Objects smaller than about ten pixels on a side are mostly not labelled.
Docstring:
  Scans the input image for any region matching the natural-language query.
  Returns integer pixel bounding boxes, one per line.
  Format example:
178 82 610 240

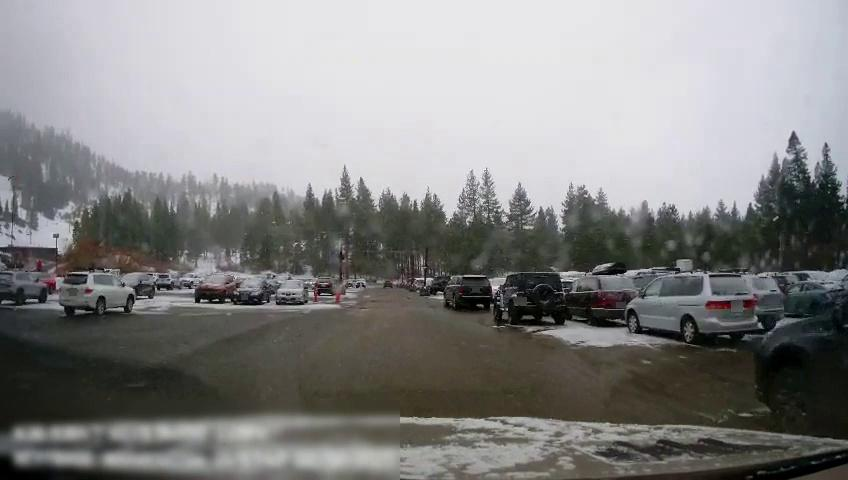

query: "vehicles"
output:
274 279 309 305
154 272 180 291
564 277 643 323
316 275 337 293
756 296 848 421
443 274 493 310
194 274 237 305
782 280 848 317
625 273 759 345
746 274 785 331
122 272 156 300
58 271 136 316
180 272 204 290
0 269 48 306
231 277 271 305
428 276 450 296
493 272 568 327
